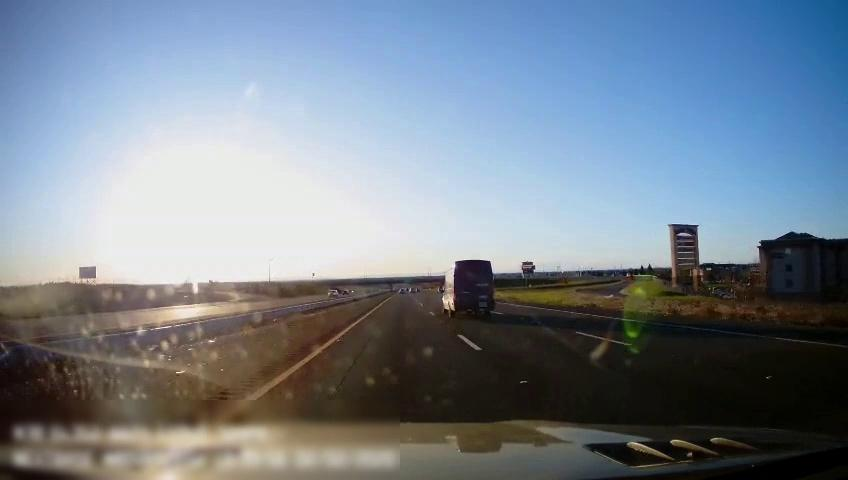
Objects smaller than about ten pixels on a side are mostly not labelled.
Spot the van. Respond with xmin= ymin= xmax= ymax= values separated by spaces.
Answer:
xmin=439 ymin=259 xmax=496 ymax=318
